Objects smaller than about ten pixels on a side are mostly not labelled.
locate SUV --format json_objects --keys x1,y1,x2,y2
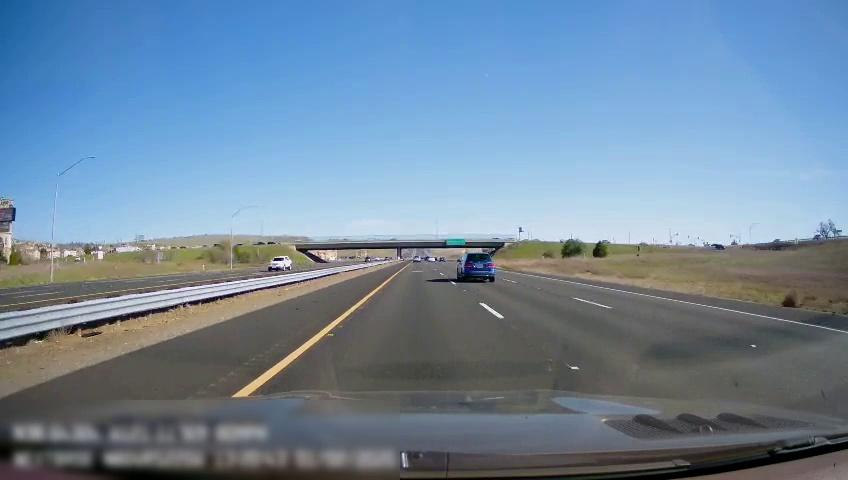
[{"x1": 268, "y1": 256, "x2": 292, "y2": 272}]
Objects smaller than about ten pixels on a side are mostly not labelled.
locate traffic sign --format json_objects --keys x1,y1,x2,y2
[{"x1": 447, "y1": 237, "x2": 464, "y2": 246}]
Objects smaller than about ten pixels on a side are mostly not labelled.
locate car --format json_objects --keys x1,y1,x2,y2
[{"x1": 457, "y1": 252, "x2": 496, "y2": 283}]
